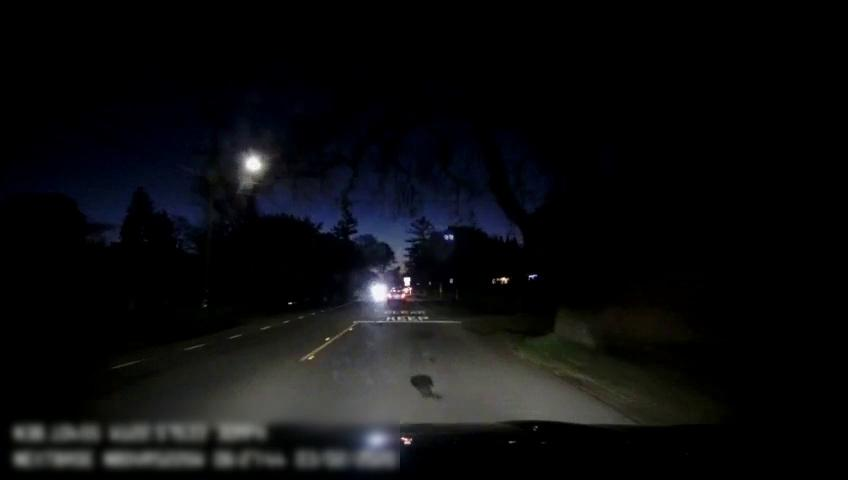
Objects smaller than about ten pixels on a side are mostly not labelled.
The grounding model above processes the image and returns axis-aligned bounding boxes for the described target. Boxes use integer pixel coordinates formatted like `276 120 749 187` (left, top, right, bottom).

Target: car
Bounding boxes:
386 288 407 305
